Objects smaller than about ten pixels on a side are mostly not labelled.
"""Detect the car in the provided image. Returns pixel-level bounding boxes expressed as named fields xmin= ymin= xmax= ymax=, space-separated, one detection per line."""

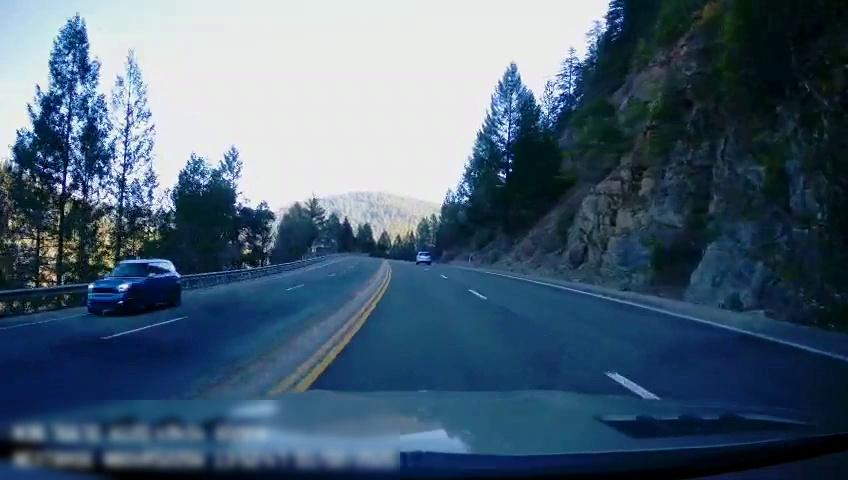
xmin=86 ymin=259 xmax=185 ymax=318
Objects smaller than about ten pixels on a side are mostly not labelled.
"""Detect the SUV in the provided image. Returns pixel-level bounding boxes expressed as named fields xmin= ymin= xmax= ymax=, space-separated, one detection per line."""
xmin=415 ymin=251 xmax=432 ymax=265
